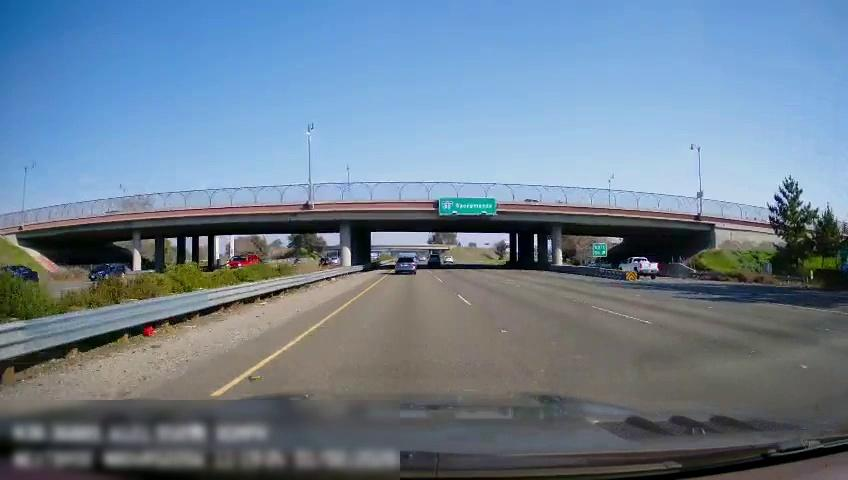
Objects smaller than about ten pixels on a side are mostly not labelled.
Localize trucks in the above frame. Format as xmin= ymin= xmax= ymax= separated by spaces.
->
xmin=617 ymin=257 xmax=659 ymax=280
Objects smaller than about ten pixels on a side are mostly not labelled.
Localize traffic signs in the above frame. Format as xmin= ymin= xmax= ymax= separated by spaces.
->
xmin=439 ymin=197 xmax=497 ymax=215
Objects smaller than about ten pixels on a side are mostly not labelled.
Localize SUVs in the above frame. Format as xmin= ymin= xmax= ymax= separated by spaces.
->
xmin=87 ymin=262 xmax=130 ymax=281
xmin=428 ymin=255 xmax=441 ymax=267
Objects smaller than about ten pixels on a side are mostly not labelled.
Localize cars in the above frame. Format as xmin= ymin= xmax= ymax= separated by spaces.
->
xmin=225 ymin=254 xmax=260 ymax=269
xmin=0 ymin=265 xmax=40 ymax=282
xmin=444 ymin=255 xmax=453 ymax=263
xmin=394 ymin=257 xmax=416 ymax=275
